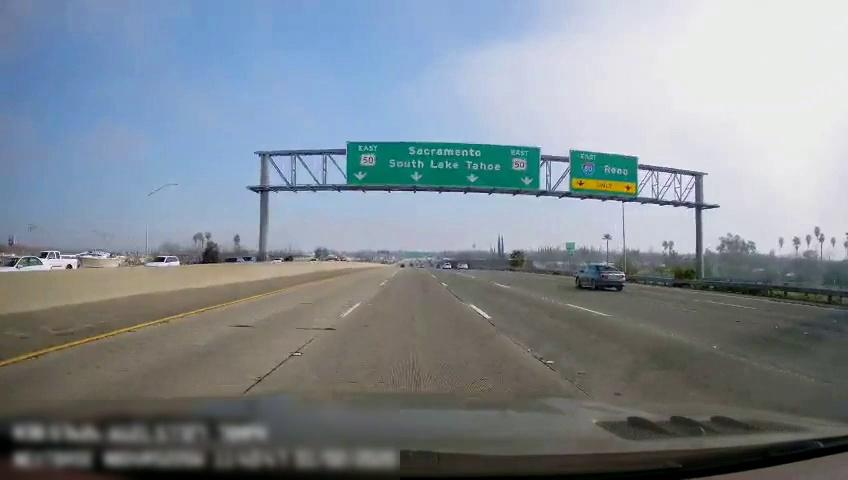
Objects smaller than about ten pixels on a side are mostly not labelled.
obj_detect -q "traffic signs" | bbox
[568,146,640,199]
[345,140,542,194]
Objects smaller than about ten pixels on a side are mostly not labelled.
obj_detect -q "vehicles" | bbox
[0,256,52,271]
[575,262,626,291]
[143,255,181,268]
[456,262,468,271]
[36,250,80,270]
